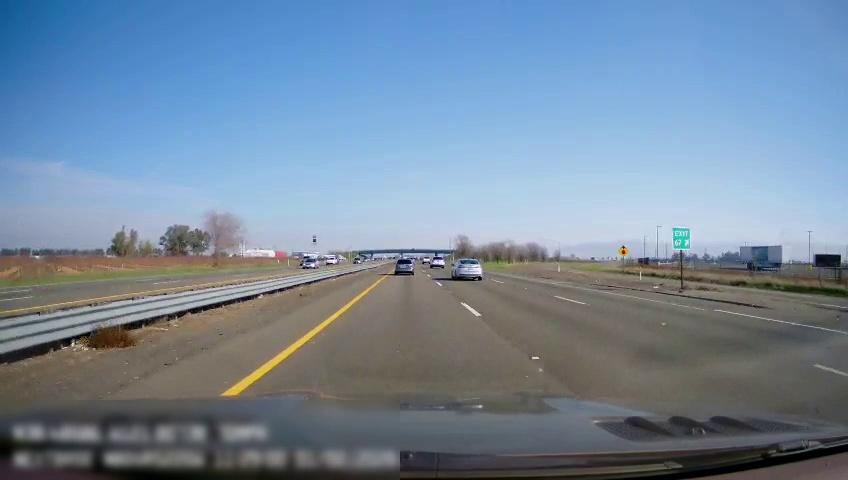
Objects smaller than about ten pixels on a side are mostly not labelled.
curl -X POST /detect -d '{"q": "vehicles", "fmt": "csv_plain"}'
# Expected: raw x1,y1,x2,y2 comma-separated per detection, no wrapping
394,258,416,276
352,257,363,264
302,258,320,270
325,257,339,266
450,258,483,281
429,256,445,269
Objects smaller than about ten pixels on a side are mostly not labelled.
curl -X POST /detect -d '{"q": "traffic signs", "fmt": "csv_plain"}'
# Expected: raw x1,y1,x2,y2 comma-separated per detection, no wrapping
616,244,627,258
672,226,693,251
